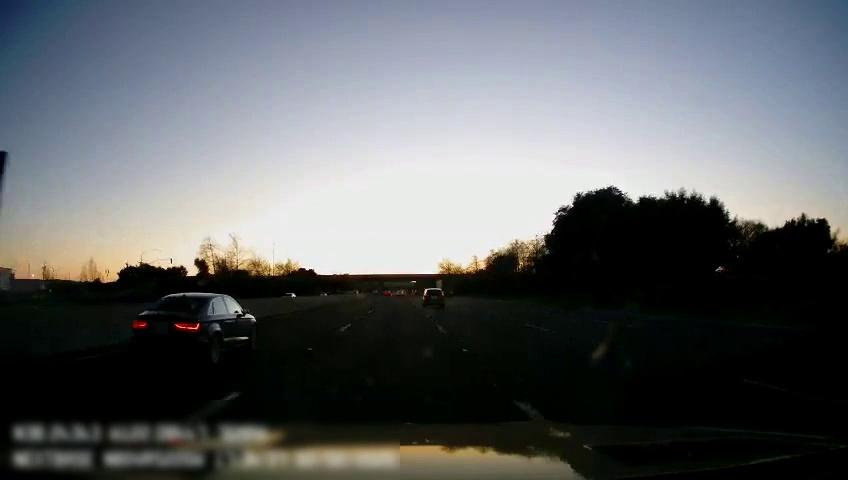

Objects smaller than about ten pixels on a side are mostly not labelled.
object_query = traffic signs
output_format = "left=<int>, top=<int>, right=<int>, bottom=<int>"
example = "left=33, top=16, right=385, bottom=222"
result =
left=0, top=149, right=7, bottom=195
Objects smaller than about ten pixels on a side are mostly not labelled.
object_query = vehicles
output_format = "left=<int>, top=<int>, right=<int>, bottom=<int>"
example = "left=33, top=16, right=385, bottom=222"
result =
left=715, top=265, right=734, bottom=276
left=280, top=292, right=297, bottom=298
left=436, top=280, right=454, bottom=297
left=129, top=293, right=259, bottom=367
left=421, top=288, right=445, bottom=308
